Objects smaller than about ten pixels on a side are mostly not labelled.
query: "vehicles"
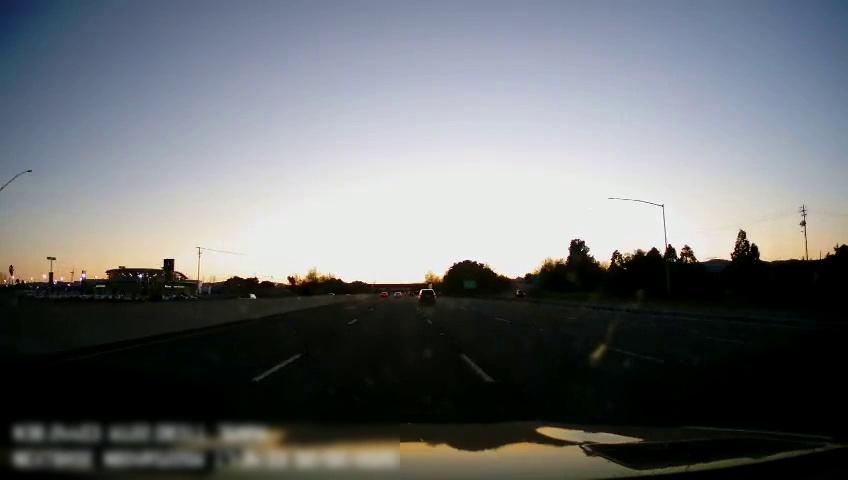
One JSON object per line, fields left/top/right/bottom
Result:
{"left": 239, "top": 293, "right": 257, "bottom": 300}
{"left": 417, "top": 289, "right": 437, "bottom": 305}
{"left": 428, "top": 284, "right": 439, "bottom": 297}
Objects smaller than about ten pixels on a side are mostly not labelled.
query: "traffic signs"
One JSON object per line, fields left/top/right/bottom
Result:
{"left": 463, "top": 280, "right": 477, "bottom": 289}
